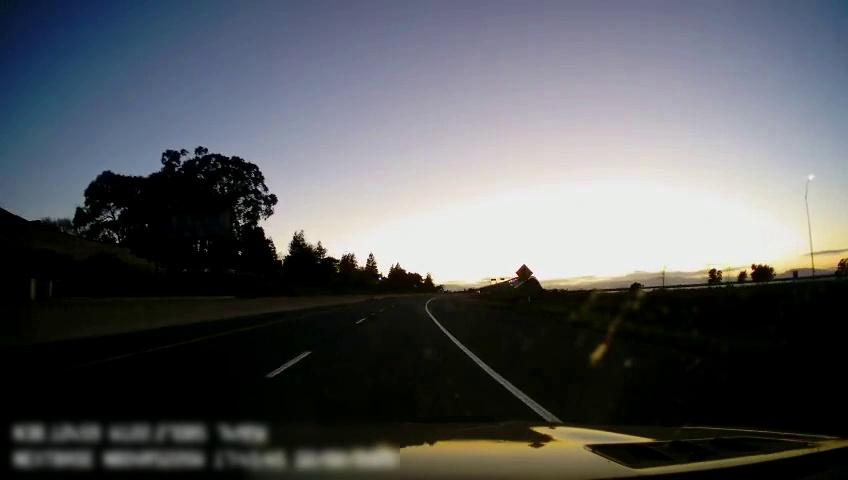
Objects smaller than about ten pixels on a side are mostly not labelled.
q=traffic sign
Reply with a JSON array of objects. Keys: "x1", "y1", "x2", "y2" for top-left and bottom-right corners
[{"x1": 515, "y1": 263, "x2": 534, "y2": 283}]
